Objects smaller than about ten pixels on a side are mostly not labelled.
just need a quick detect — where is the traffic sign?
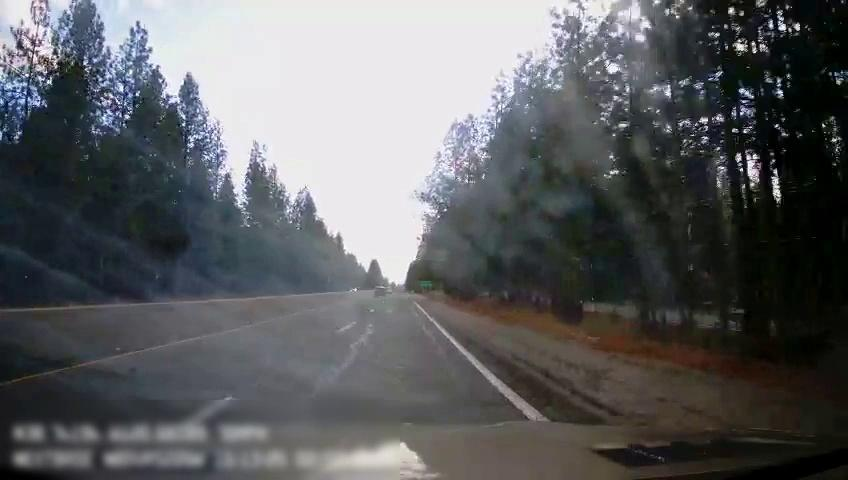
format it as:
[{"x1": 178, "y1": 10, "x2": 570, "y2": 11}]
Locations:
[{"x1": 419, "y1": 280, "x2": 432, "y2": 288}]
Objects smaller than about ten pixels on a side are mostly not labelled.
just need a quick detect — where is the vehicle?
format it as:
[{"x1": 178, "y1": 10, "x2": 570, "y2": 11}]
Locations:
[{"x1": 374, "y1": 286, "x2": 387, "y2": 298}]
